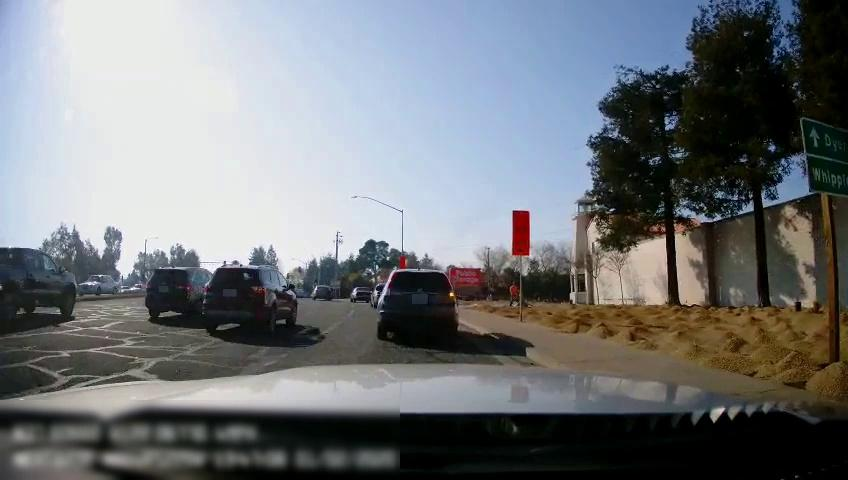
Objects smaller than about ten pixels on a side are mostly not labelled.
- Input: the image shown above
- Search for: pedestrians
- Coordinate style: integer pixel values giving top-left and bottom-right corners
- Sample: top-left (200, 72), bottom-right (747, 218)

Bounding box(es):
top-left (508, 279), bottom-right (519, 308)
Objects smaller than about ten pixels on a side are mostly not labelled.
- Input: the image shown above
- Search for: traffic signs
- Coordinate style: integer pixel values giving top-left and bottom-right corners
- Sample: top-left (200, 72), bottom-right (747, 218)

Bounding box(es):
top-left (512, 209), bottom-right (532, 257)
top-left (799, 116), bottom-right (848, 197)
top-left (399, 255), bottom-right (407, 272)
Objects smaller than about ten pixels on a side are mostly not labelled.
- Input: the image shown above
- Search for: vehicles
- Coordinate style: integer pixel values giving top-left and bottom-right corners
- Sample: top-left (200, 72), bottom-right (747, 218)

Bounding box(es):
top-left (369, 283), bottom-right (387, 309)
top-left (203, 265), bottom-right (299, 339)
top-left (144, 267), bottom-right (213, 323)
top-left (0, 247), bottom-right (79, 321)
top-left (78, 275), bottom-right (120, 297)
top-left (312, 285), bottom-right (334, 301)
top-left (376, 268), bottom-right (459, 343)
top-left (349, 286), bottom-right (371, 303)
